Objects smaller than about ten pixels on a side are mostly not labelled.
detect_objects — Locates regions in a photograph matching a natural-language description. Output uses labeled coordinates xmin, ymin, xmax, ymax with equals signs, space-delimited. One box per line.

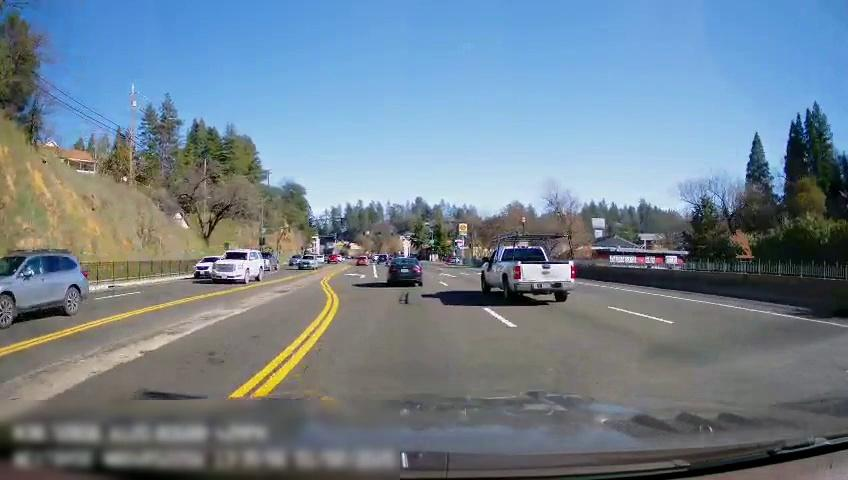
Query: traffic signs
xmin=518 ymin=241 xmax=529 ymax=249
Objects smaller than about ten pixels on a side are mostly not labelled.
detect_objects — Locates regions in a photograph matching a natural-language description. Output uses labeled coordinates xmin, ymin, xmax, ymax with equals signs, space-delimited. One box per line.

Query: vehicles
xmin=377 ymin=255 xmax=389 ymax=264
xmin=337 ymin=255 xmax=343 ymax=262
xmin=209 ymin=249 xmax=265 ymax=284
xmin=372 ymin=254 xmax=380 ymax=262
xmin=356 ymin=257 xmax=369 ymax=267
xmin=316 ymin=255 xmax=325 ymax=264
xmin=384 ymin=256 xmax=427 ymax=287
xmin=480 ymin=230 xmax=576 ymax=305
xmin=193 ymin=255 xmax=224 ymax=279
xmin=289 ymin=255 xmax=304 ymax=266
xmin=0 ymin=248 xmax=90 ymax=330
xmin=260 ymin=252 xmax=280 ymax=272
xmin=297 ymin=255 xmax=320 ymax=270
xmin=327 ymin=254 xmax=339 ymax=264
